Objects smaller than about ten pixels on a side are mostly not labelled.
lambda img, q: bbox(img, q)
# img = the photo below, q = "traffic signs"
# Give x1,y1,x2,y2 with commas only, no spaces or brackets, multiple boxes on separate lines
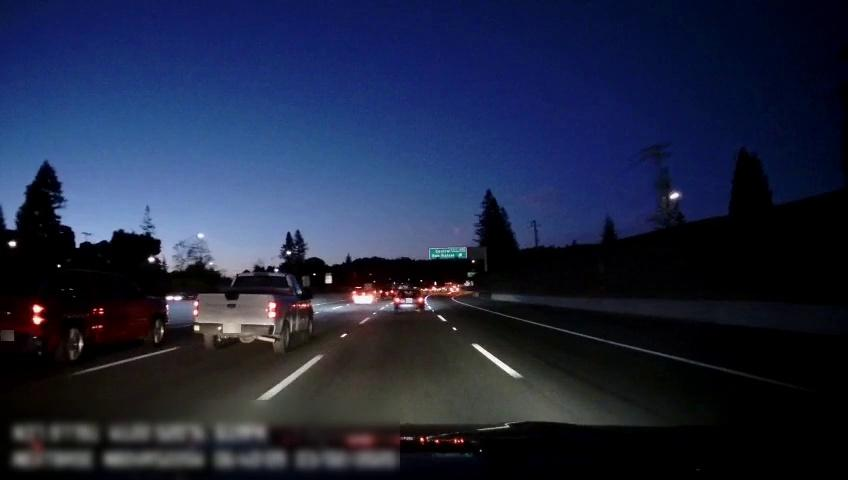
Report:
467,272,478,278
429,247,467,259
325,270,332,284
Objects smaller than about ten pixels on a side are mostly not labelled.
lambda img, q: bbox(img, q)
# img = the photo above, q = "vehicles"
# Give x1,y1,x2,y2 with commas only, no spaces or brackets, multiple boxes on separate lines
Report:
166,292,192,302
352,282,372,295
381,286,397,300
0,269,170,367
394,288,425,312
355,290,378,305
193,271,314,353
